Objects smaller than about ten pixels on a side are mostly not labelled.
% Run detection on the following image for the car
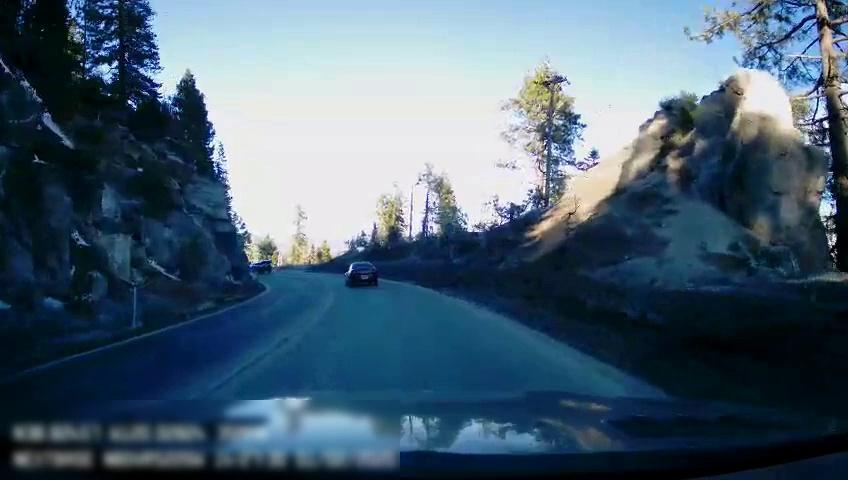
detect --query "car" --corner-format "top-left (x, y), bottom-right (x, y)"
top-left (343, 261), bottom-right (378, 288)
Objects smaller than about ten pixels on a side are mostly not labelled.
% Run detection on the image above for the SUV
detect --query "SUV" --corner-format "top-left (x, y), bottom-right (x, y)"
top-left (252, 260), bottom-right (272, 272)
